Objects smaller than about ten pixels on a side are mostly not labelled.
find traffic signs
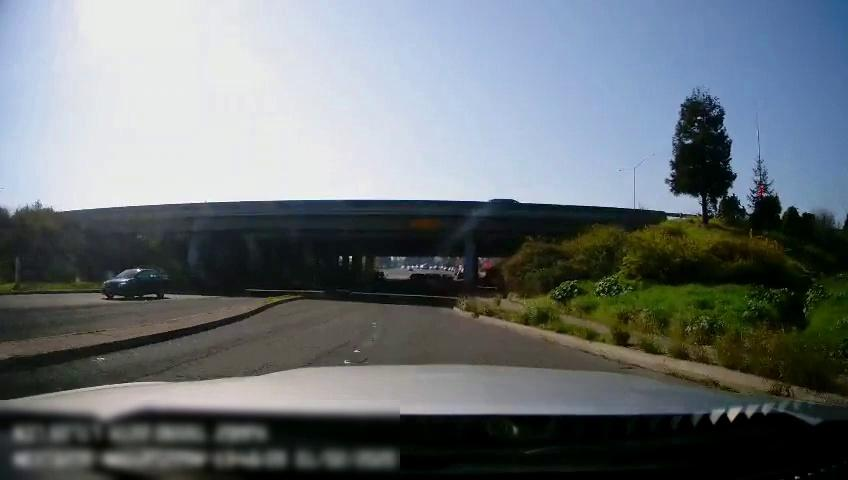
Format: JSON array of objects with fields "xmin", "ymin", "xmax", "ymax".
[{"xmin": 407, "ymin": 217, "xmax": 442, "ymax": 232}]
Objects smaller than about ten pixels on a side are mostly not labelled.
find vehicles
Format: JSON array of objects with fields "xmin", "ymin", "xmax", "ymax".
[
  {"xmin": 486, "ymin": 197, "xmax": 521, "ymax": 205},
  {"xmin": 422, "ymin": 271, "xmax": 447, "ymax": 292},
  {"xmin": 408, "ymin": 273, "xmax": 428, "ymax": 286},
  {"xmin": 102, "ymin": 267, "xmax": 169, "ymax": 301}
]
